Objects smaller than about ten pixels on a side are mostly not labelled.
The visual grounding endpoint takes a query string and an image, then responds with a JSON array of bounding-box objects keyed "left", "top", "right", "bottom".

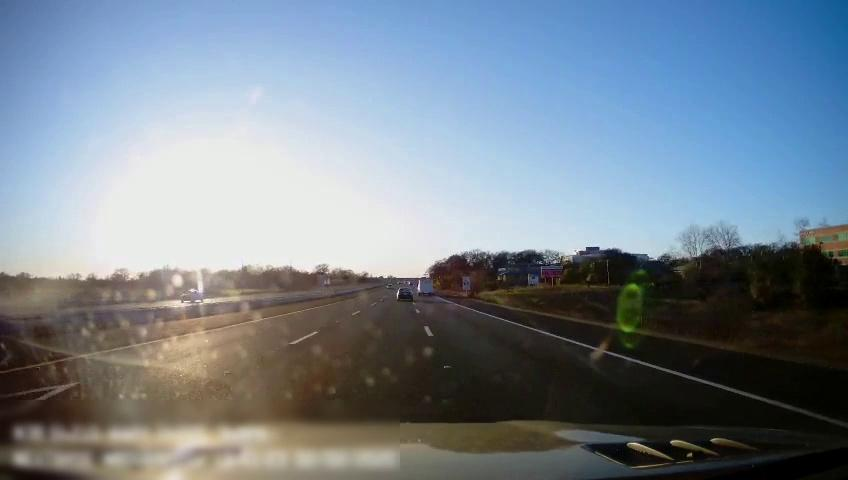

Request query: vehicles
[
  {"left": 179, "top": 289, "right": 204, "bottom": 304},
  {"left": 417, "top": 279, "right": 434, "bottom": 297},
  {"left": 396, "top": 286, "right": 414, "bottom": 301}
]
